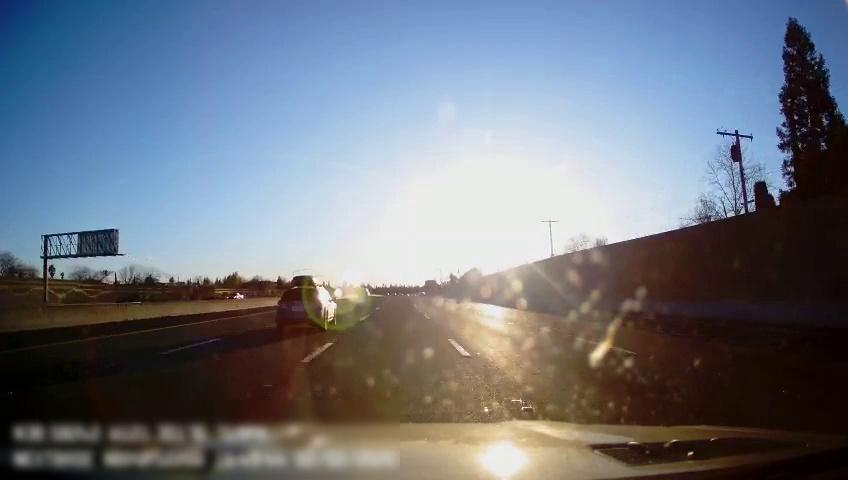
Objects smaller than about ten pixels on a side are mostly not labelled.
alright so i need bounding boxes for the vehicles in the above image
[227,293,244,300]
[350,289,369,303]
[274,275,338,334]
